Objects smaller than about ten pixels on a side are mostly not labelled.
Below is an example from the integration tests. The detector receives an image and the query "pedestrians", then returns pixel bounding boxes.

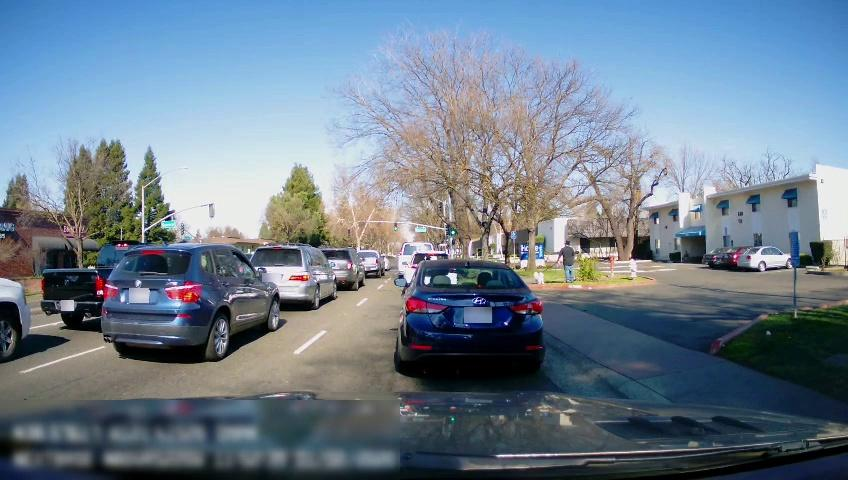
[555,240,576,283]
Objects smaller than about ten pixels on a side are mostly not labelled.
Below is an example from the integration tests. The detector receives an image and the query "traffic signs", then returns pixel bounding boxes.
[160,220,175,229]
[416,226,428,233]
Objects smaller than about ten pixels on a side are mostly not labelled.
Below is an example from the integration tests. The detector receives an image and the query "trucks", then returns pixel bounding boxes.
[40,240,150,329]
[0,279,31,362]
[356,250,385,279]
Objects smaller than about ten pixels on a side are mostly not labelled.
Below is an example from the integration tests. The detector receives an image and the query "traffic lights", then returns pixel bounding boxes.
[207,203,215,219]
[179,223,184,236]
[449,225,457,239]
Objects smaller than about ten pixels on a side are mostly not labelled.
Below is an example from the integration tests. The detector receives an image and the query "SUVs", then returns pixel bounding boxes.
[319,247,366,292]
[101,243,282,361]
[402,251,451,284]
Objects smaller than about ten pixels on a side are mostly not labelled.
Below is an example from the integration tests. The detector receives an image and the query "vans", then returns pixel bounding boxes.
[398,241,434,278]
[247,245,337,311]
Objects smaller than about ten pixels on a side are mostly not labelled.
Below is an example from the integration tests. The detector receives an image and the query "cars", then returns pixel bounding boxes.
[721,247,754,270]
[738,246,798,272]
[704,247,732,269]
[394,259,545,372]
